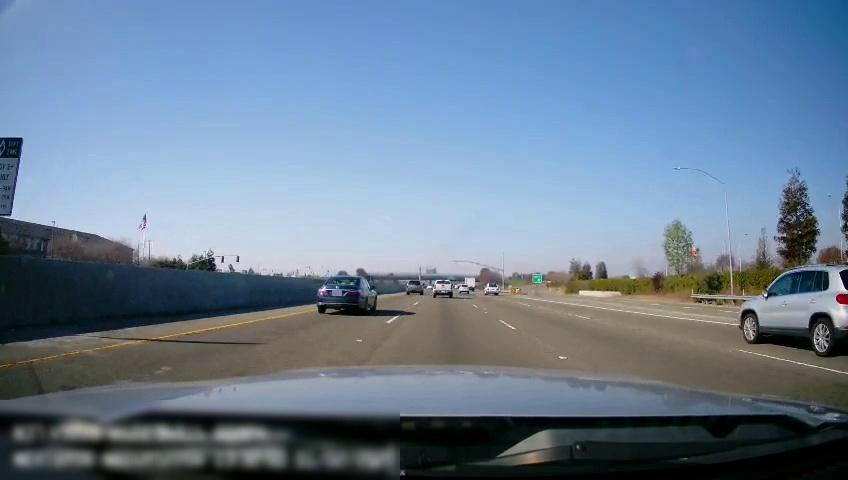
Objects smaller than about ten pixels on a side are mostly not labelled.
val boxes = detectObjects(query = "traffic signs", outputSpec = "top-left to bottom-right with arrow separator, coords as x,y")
531,273 -> 543,284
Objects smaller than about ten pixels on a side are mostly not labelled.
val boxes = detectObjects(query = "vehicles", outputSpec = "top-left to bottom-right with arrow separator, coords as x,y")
458,283 -> 470,294
734,263 -> 848,360
483,284 -> 499,296
317,275 -> 378,316
432,279 -> 453,298
405,279 -> 426,296
465,278 -> 476,292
